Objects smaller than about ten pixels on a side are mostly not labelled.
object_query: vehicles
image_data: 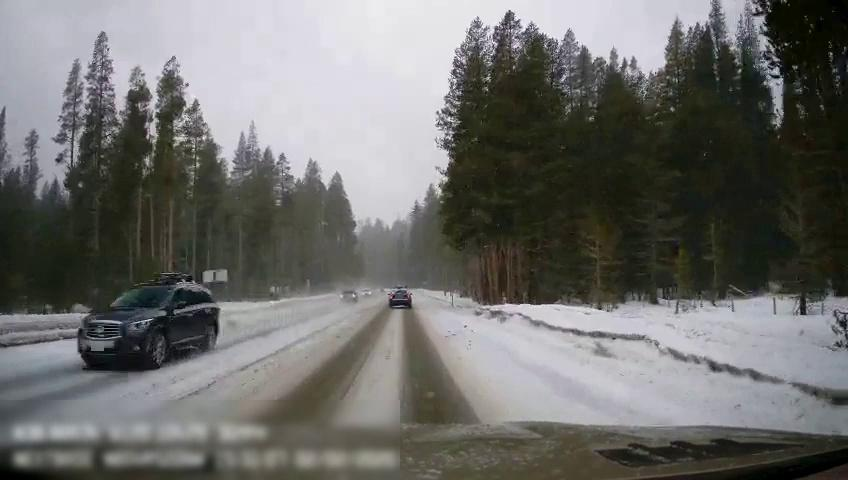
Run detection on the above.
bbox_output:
[387,285,413,309]
[340,290,358,303]
[76,272,222,370]
[360,287,372,296]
